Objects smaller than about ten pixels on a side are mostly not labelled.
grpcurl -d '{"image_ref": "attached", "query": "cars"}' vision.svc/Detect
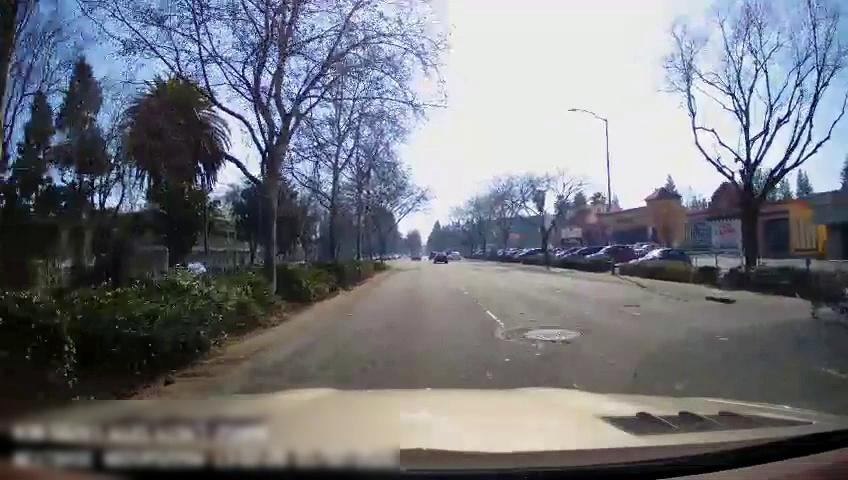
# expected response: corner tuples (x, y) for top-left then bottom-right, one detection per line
(434, 252), (448, 263)
(560, 246), (605, 259)
(554, 247), (582, 258)
(587, 246), (634, 263)
(628, 248), (692, 270)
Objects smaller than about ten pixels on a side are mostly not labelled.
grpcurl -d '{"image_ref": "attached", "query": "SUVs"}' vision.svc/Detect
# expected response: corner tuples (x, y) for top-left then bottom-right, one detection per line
(630, 244), (654, 260)
(517, 248), (547, 258)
